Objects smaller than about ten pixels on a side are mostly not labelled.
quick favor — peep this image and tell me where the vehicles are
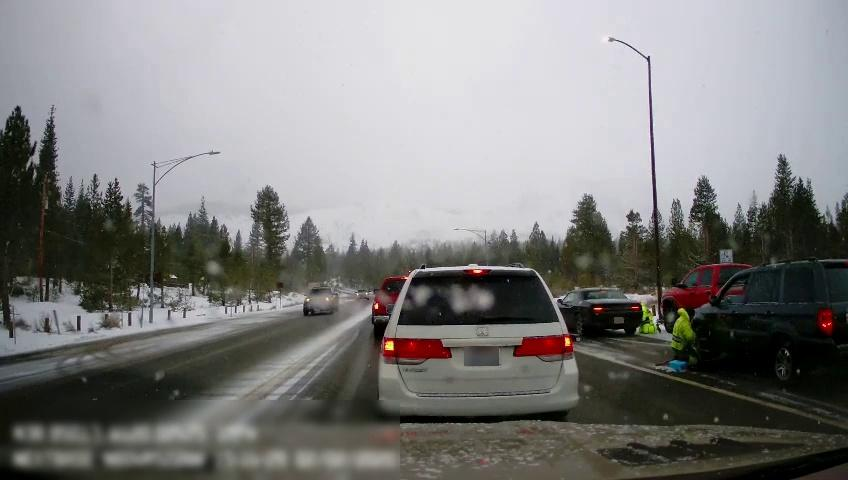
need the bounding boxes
[662,263,751,333]
[303,286,339,316]
[371,277,407,337]
[355,288,370,300]
[377,263,581,423]
[556,288,644,338]
[689,259,848,388]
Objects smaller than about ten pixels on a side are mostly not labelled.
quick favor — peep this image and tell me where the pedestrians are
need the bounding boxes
[639,303,661,335]
[670,305,702,360]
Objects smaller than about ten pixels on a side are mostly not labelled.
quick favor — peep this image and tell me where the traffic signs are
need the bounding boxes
[719,248,733,262]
